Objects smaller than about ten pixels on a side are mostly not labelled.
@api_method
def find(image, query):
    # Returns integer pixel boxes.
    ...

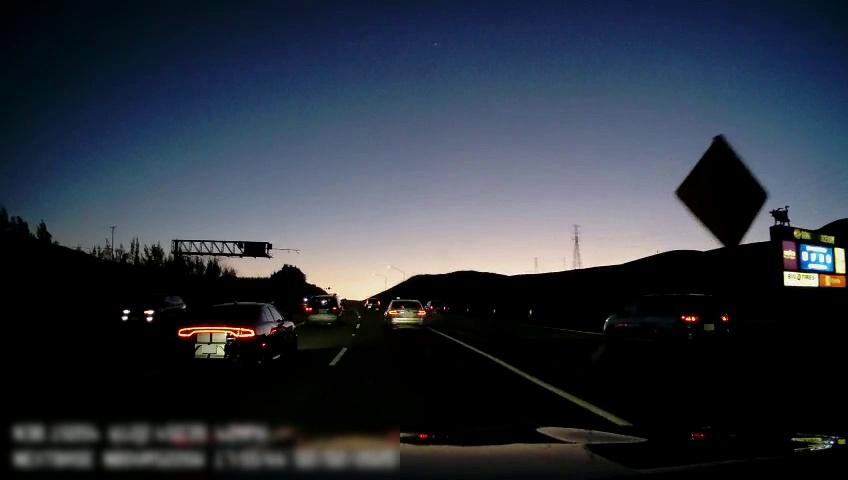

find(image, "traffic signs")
[674,132,769,251]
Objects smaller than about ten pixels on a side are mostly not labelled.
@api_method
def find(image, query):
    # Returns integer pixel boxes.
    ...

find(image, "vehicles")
[304,293,344,326]
[176,300,299,374]
[383,299,428,336]
[423,300,450,316]
[121,293,187,328]
[601,292,732,354]
[364,297,382,313]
